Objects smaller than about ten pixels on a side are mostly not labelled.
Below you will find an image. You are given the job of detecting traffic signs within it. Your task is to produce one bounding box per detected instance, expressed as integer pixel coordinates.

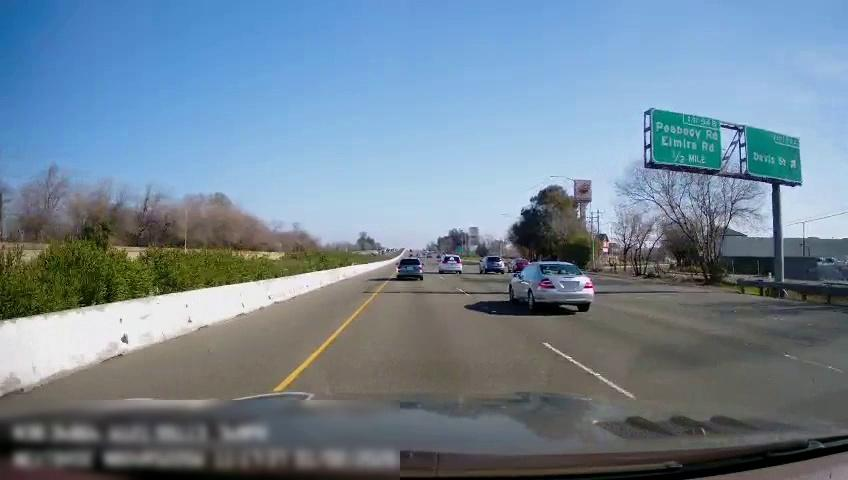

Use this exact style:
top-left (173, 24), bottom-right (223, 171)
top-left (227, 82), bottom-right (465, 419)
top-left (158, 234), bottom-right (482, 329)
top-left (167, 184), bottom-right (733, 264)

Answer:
top-left (745, 127), bottom-right (804, 185)
top-left (651, 109), bottom-right (722, 170)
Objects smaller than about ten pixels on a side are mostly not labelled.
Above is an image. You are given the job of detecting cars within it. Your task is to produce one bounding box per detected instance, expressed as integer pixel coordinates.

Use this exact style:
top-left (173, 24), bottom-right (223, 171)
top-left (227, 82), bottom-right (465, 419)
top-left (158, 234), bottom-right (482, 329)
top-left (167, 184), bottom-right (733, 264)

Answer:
top-left (507, 258), bottom-right (529, 274)
top-left (438, 255), bottom-right (462, 274)
top-left (395, 258), bottom-right (425, 281)
top-left (508, 262), bottom-right (594, 313)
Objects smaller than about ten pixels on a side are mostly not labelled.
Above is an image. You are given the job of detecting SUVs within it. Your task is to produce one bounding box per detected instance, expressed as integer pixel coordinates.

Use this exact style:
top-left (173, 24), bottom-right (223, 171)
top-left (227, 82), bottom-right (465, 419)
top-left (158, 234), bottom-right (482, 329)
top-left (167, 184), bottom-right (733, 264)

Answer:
top-left (479, 255), bottom-right (505, 274)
